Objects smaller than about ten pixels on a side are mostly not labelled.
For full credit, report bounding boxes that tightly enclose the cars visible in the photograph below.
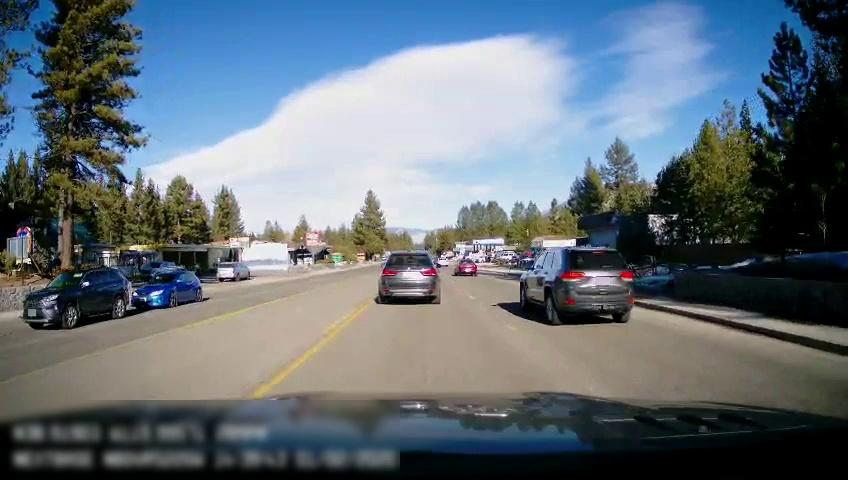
[133,271,203,311]
[456,258,479,277]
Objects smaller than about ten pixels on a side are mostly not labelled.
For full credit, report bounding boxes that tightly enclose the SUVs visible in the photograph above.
[515,247,633,322]
[217,261,255,283]
[377,253,438,303]
[22,268,131,330]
